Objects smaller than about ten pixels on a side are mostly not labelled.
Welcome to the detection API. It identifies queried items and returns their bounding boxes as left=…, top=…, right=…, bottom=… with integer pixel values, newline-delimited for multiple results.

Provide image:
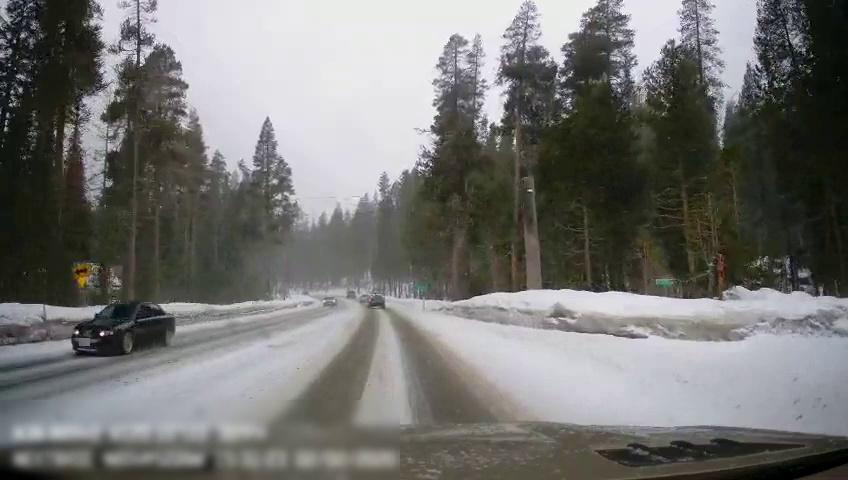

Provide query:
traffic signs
left=77, top=277, right=86, bottom=288
left=655, top=279, right=672, bottom=288
left=716, top=254, right=725, bottom=285
left=72, top=264, right=90, bottom=278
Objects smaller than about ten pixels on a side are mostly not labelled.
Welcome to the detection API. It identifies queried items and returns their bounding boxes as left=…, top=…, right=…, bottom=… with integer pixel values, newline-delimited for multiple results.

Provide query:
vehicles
left=346, top=290, right=356, bottom=299
left=367, top=292, right=386, bottom=309
left=359, top=294, right=371, bottom=304
left=69, top=301, right=177, bottom=356
left=322, top=297, right=337, bottom=307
